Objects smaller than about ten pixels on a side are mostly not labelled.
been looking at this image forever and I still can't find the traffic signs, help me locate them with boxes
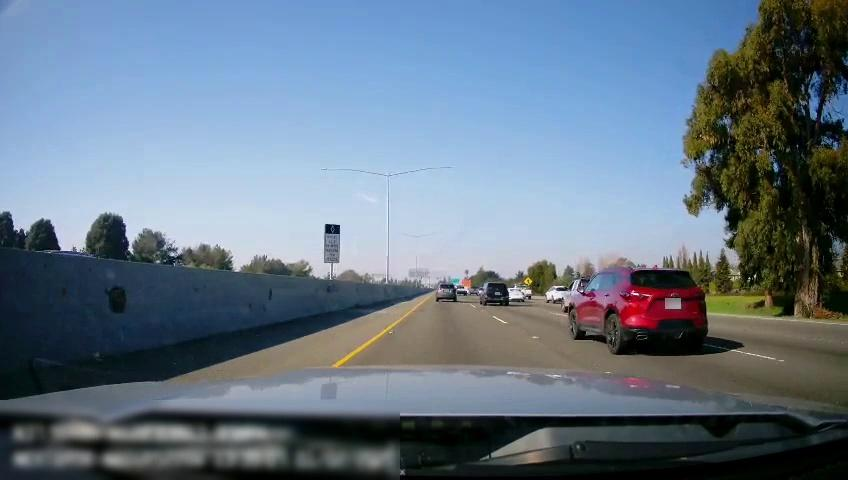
[322,222,342,265]
[523,276,534,287]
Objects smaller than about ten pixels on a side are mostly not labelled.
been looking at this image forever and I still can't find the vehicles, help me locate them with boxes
[479,281,510,306]
[508,287,526,303]
[455,284,468,296]
[545,285,567,304]
[461,279,472,288]
[468,286,478,296]
[435,282,458,303]
[559,277,591,314]
[565,267,709,355]
[513,283,533,300]
[40,249,82,256]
